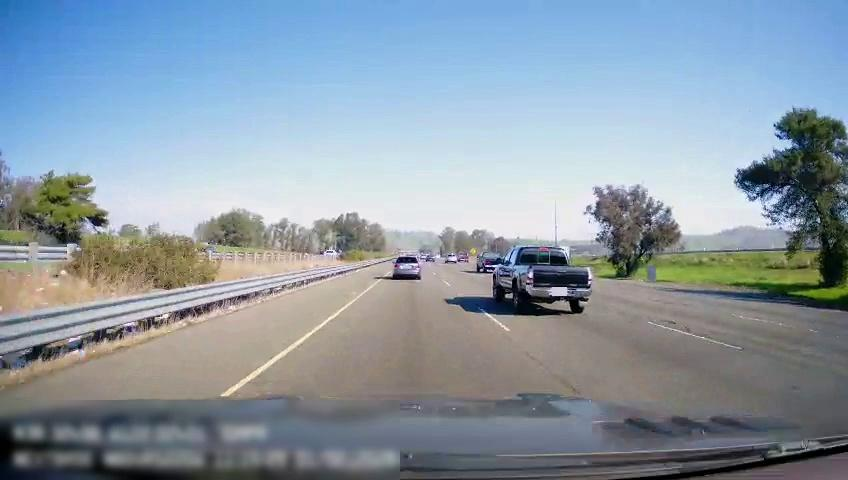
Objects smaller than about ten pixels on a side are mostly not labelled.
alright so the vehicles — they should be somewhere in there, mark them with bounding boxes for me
[475,252,505,273]
[444,253,457,264]
[491,245,593,315]
[425,253,435,262]
[559,246,571,260]
[392,255,422,280]
[322,249,338,256]
[456,252,469,263]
